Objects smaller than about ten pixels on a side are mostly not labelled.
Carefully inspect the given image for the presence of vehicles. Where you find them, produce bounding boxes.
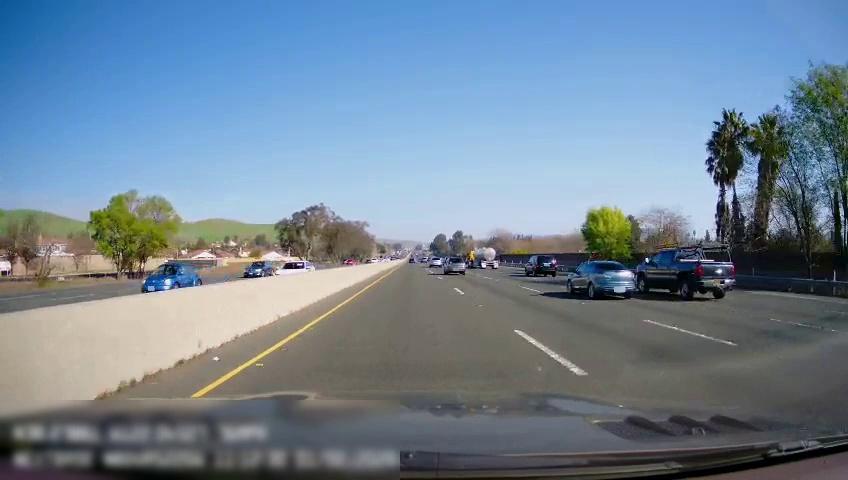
[370,257,380,264]
[342,257,353,265]
[466,247,499,269]
[442,257,466,275]
[141,261,202,293]
[429,256,442,267]
[378,257,392,263]
[635,247,737,300]
[243,260,272,278]
[525,255,557,277]
[566,260,636,299]
[276,260,315,275]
